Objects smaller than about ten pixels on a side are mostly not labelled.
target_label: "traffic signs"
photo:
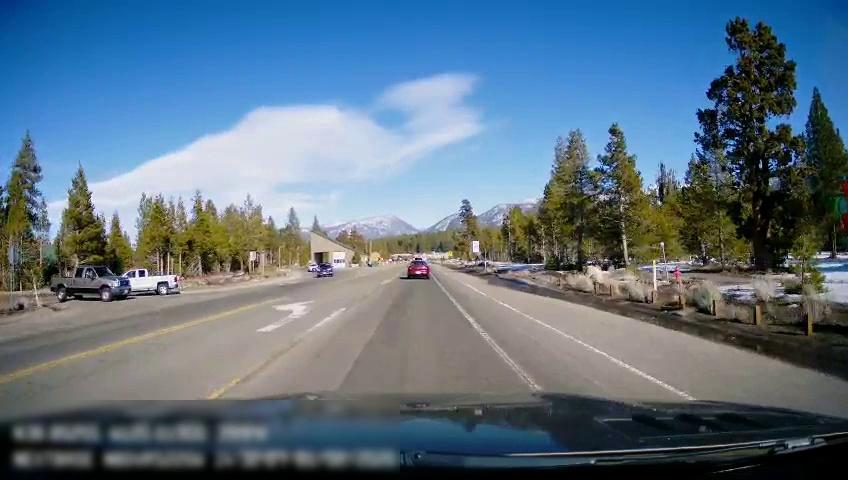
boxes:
[472,241,480,253]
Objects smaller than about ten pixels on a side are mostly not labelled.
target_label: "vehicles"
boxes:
[408,260,431,279]
[316,263,336,278]
[120,268,179,296]
[308,263,318,272]
[49,264,131,303]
